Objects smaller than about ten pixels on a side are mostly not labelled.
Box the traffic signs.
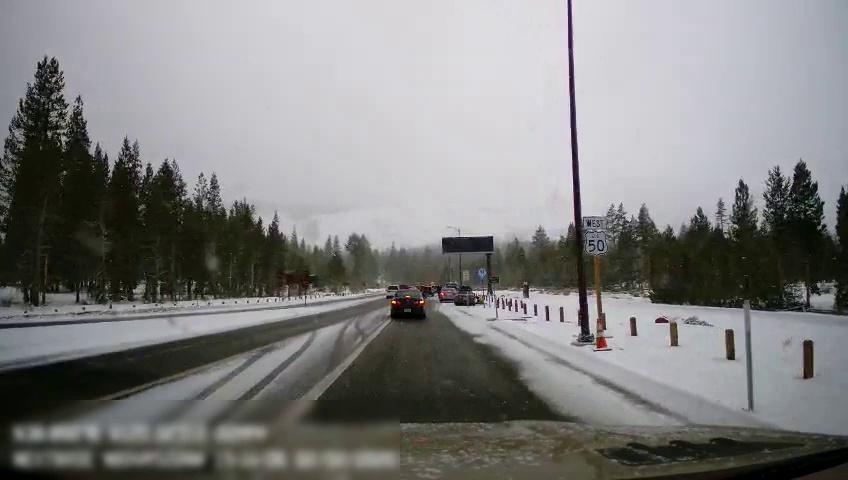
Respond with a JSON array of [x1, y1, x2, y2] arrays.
[[582, 215, 608, 232], [583, 230, 610, 257], [477, 267, 488, 280], [462, 269, 470, 281]]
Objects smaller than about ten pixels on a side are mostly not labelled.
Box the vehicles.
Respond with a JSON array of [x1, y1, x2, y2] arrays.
[[390, 290, 425, 320], [454, 285, 475, 306], [422, 286, 435, 296], [438, 287, 457, 303], [385, 285, 398, 299]]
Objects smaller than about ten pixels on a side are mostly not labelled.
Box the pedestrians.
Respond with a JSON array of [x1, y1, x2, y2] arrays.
[[436, 284, 441, 294]]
